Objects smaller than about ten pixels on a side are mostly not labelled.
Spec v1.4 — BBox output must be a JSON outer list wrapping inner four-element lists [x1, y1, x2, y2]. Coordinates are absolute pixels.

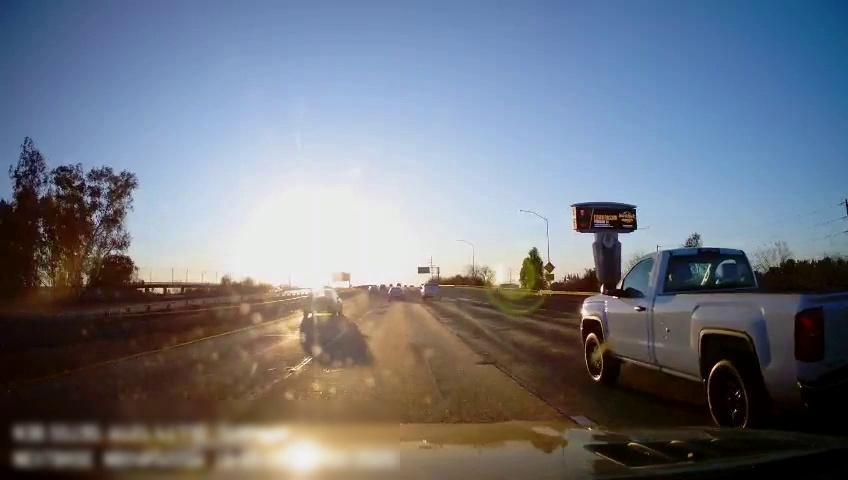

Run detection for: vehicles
[[388, 286, 405, 300], [421, 283, 441, 301], [301, 289, 345, 320], [579, 247, 848, 430], [368, 286, 382, 296]]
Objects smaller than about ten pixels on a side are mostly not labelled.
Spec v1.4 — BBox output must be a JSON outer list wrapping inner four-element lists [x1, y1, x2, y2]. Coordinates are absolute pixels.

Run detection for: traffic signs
[[544, 273, 555, 281], [332, 272, 348, 281], [417, 266, 430, 275], [545, 262, 555, 274]]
